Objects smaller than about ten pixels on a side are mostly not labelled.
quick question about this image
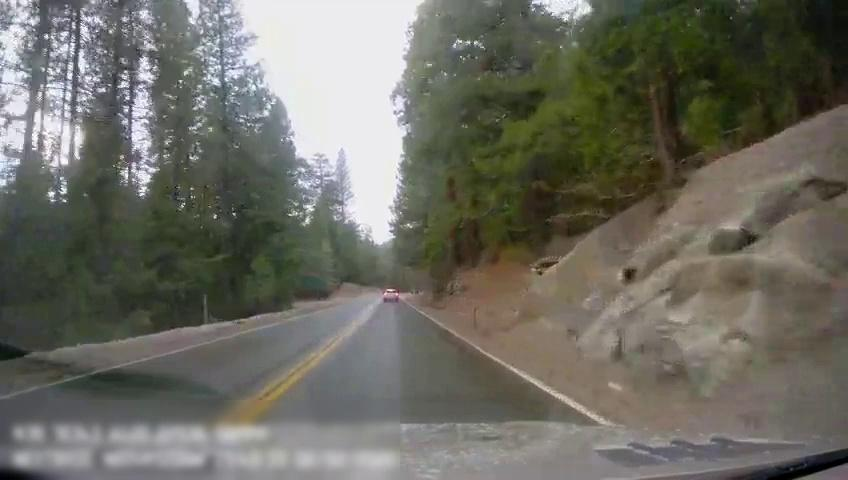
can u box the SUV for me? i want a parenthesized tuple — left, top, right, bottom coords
(383, 288, 399, 303)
